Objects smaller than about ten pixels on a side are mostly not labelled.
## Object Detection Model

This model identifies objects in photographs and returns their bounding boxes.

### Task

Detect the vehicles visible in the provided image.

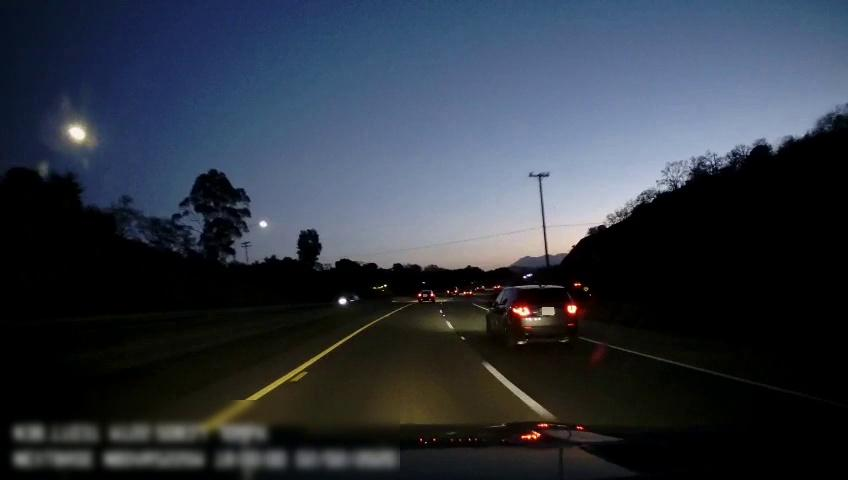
[446,286,459,296]
[335,293,359,305]
[463,288,475,298]
[417,289,435,304]
[485,285,579,340]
